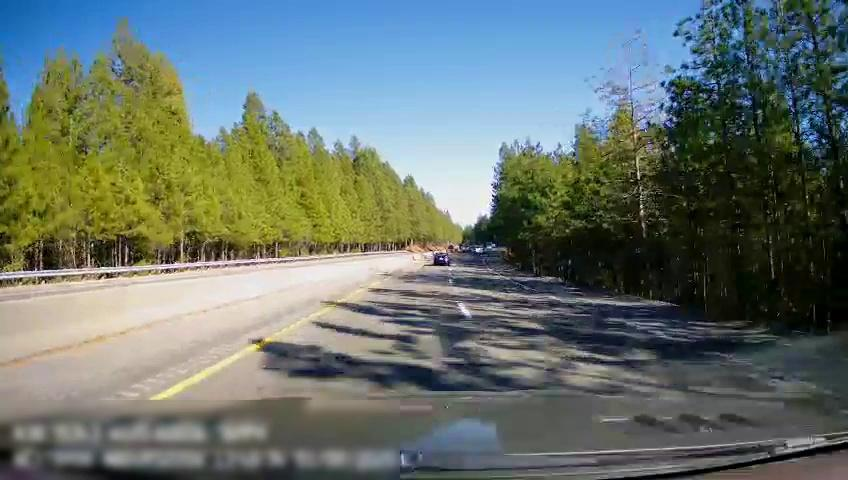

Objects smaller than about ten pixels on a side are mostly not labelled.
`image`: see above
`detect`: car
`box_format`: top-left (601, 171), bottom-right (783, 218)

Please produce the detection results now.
top-left (432, 252), bottom-right (450, 267)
